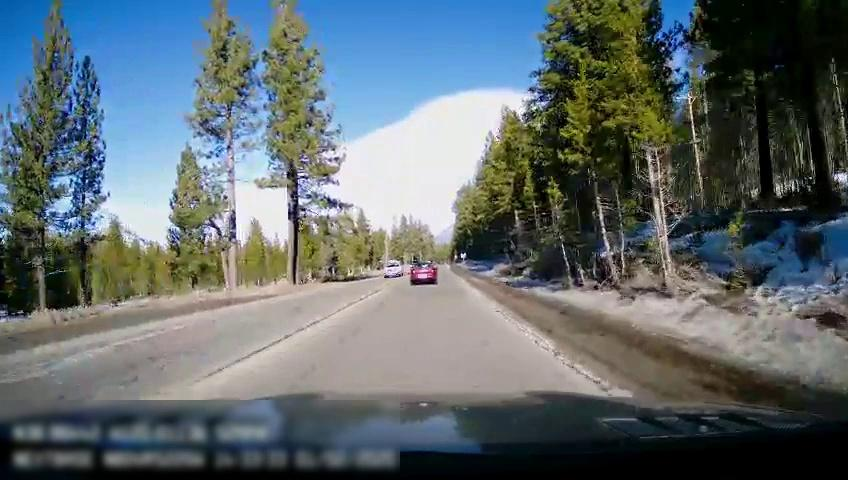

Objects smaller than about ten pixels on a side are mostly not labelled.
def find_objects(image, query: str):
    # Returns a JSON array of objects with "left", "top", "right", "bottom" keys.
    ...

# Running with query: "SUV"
[{"left": 382, "top": 261, "right": 404, "bottom": 279}]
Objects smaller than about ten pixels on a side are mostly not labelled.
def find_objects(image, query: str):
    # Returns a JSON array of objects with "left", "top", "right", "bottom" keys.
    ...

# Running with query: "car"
[{"left": 408, "top": 261, "right": 438, "bottom": 286}]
